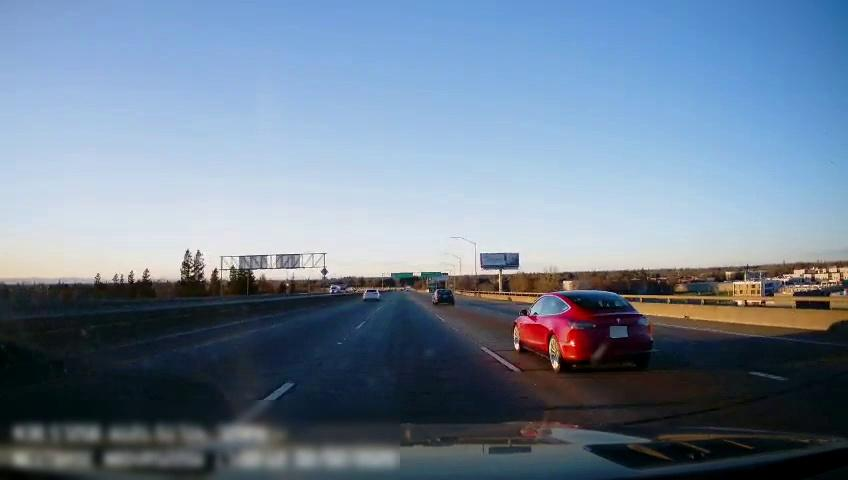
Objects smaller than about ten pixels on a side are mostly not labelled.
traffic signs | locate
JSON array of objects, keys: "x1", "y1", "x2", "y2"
[
  {"x1": 391, "y1": 272, "x2": 413, "y2": 278},
  {"x1": 420, "y1": 271, "x2": 441, "y2": 278}
]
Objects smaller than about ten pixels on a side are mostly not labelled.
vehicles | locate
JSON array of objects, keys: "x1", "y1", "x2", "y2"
[
  {"x1": 432, "y1": 289, "x2": 454, "y2": 305},
  {"x1": 511, "y1": 291, "x2": 655, "y2": 374},
  {"x1": 329, "y1": 285, "x2": 340, "y2": 294},
  {"x1": 363, "y1": 288, "x2": 380, "y2": 302}
]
